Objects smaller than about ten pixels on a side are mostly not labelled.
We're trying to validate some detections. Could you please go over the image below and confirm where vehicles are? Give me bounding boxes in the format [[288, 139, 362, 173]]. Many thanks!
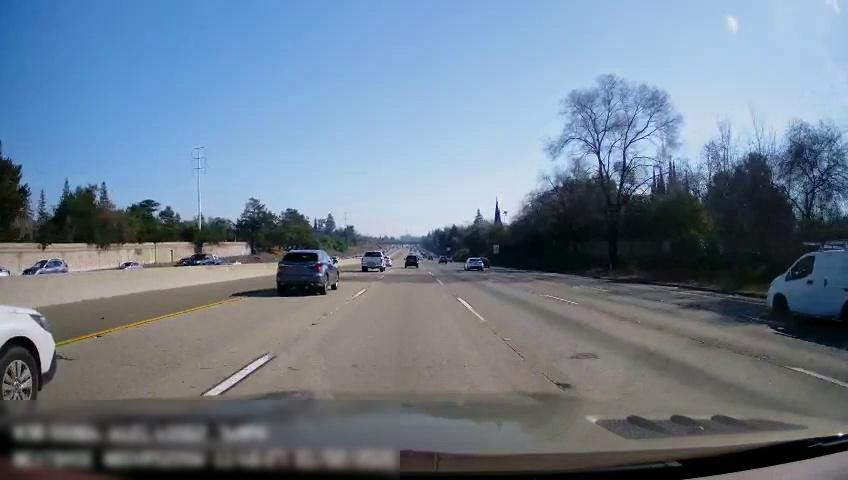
[[0, 265, 12, 277], [113, 260, 144, 271], [0, 302, 59, 420], [382, 256, 393, 268], [183, 253, 224, 266], [766, 240, 848, 334], [173, 257, 200, 268], [404, 255, 420, 269], [21, 257, 69, 277], [275, 249, 340, 296], [438, 255, 448, 265], [361, 250, 389, 273], [464, 257, 485, 272]]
